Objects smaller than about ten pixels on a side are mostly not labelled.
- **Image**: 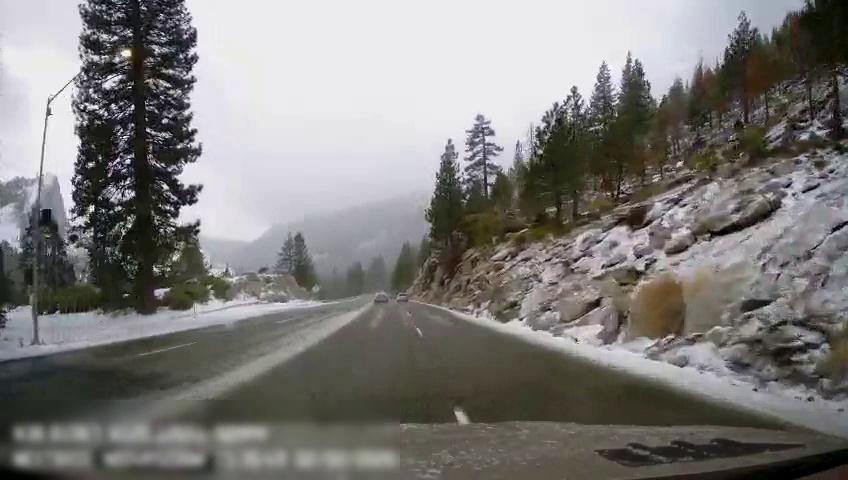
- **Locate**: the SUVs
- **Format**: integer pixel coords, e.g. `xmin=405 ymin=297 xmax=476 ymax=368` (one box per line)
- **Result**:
xmin=373 ymin=292 xmax=389 ymax=304
xmin=396 ymin=292 xmax=409 ymax=303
